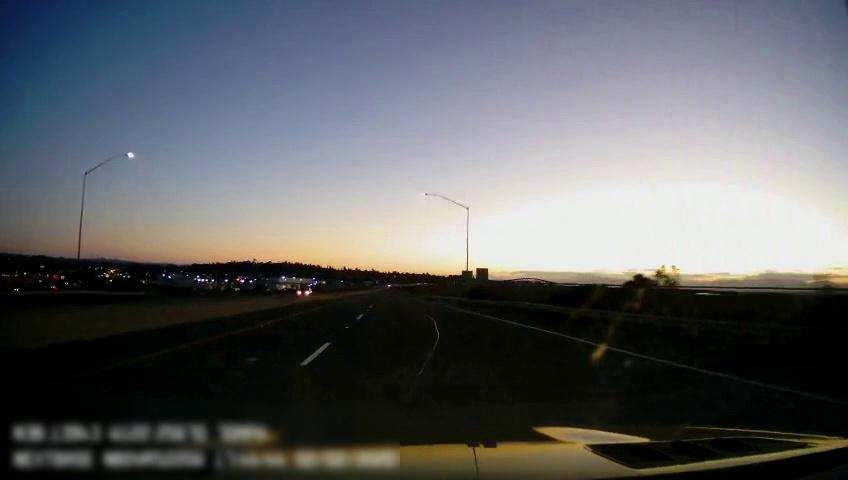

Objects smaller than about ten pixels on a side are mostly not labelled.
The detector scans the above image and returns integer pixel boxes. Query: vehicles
[296,285,314,296]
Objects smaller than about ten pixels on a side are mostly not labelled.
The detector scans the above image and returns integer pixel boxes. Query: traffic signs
[461,270,473,284]
[476,268,489,284]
